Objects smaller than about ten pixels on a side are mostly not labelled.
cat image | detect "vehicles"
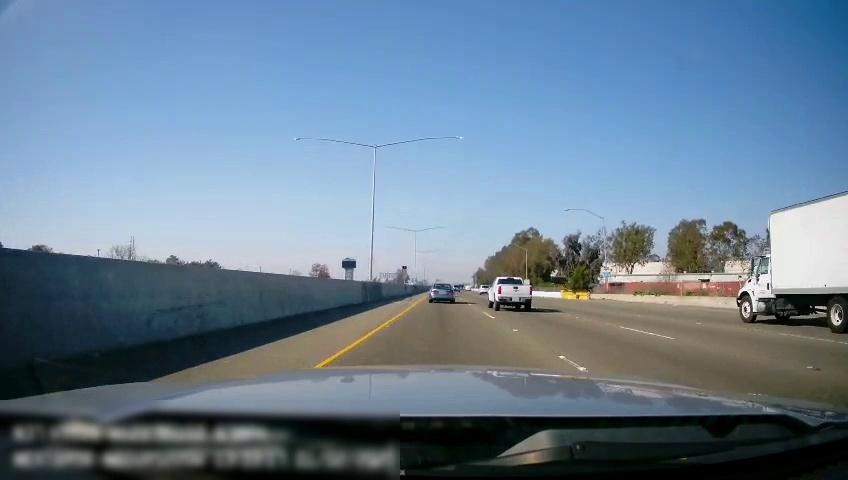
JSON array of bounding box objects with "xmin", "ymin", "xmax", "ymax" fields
[
  {"xmin": 427, "ymin": 281, "xmax": 457, "ymax": 305},
  {"xmin": 736, "ymin": 191, "xmax": 848, "ymax": 334},
  {"xmin": 488, "ymin": 276, "xmax": 533, "ymax": 312}
]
